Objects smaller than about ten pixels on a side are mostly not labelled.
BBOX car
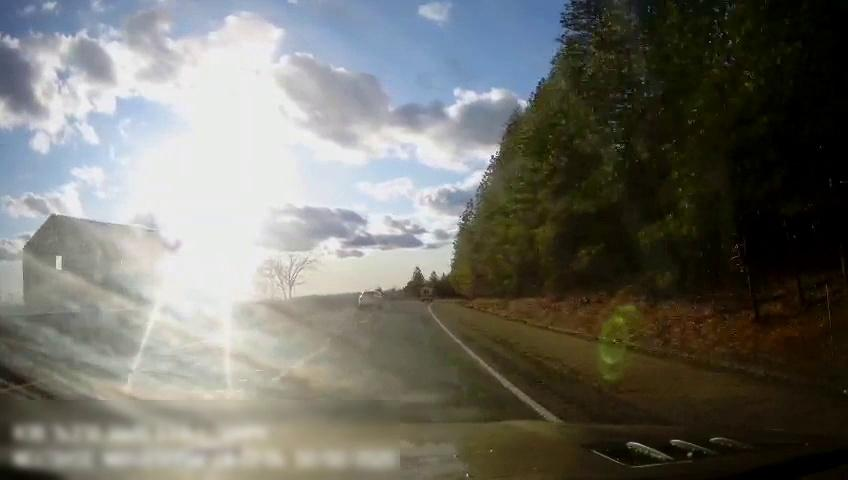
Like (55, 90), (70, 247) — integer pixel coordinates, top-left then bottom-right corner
(356, 290), (383, 313)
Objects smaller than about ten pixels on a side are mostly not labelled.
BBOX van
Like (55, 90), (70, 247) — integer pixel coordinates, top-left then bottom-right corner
(419, 287), (434, 302)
